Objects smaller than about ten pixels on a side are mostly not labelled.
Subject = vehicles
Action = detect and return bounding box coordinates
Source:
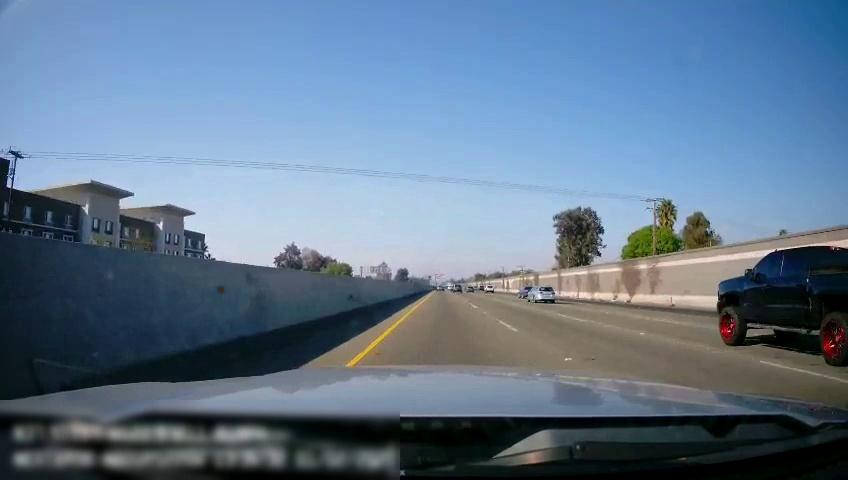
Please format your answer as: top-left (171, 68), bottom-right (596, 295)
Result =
top-left (716, 245), bottom-right (848, 367)
top-left (518, 287), bottom-right (533, 300)
top-left (527, 286), bottom-right (555, 304)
